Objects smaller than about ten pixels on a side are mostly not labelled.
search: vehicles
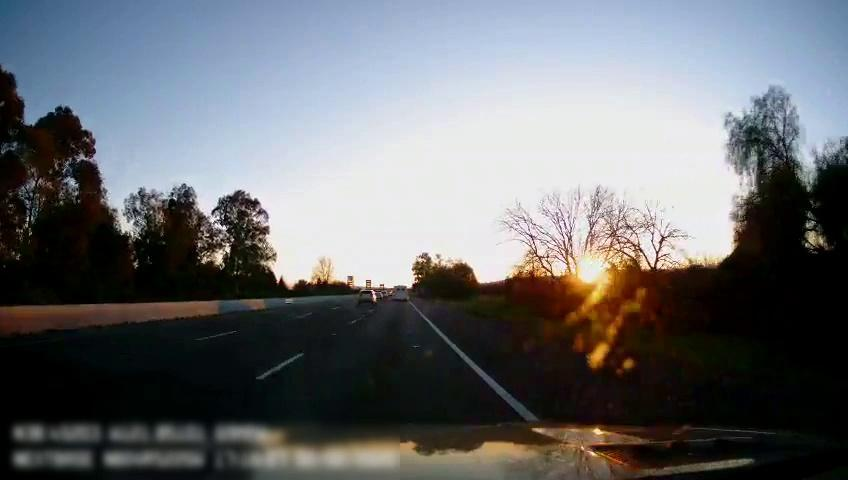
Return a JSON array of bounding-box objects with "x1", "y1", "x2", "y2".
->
[
  {"x1": 357, "y1": 289, "x2": 377, "y2": 305},
  {"x1": 392, "y1": 285, "x2": 410, "y2": 302}
]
